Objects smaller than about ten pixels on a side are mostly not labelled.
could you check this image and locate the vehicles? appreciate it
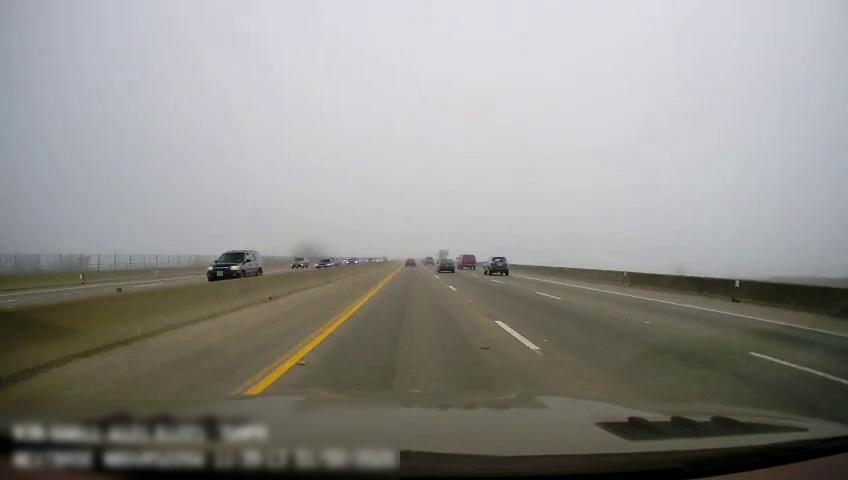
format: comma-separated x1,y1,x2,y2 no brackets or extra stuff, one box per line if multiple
483,256,510,276
314,257,342,270
435,258,456,274
205,248,264,283
405,257,417,267
290,256,311,269
346,257,363,265
438,248,450,260
455,254,477,270
422,255,435,265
